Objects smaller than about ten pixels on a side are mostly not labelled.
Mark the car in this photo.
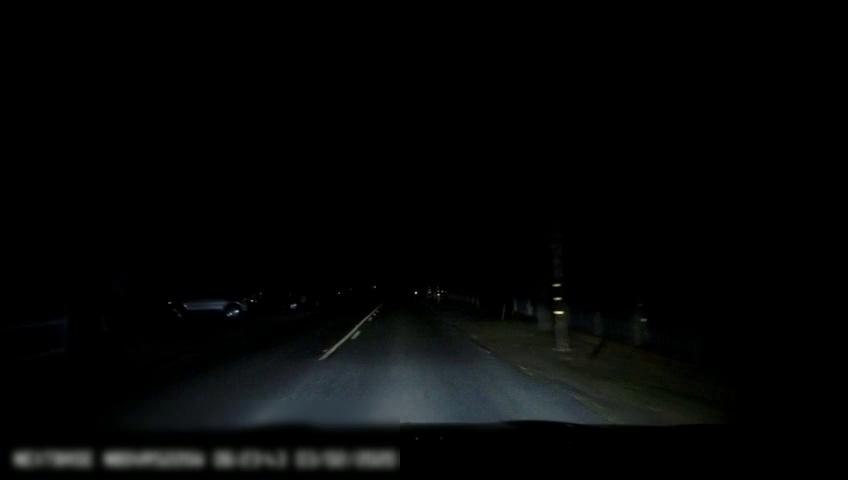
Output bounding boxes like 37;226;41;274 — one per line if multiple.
165;285;254;321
